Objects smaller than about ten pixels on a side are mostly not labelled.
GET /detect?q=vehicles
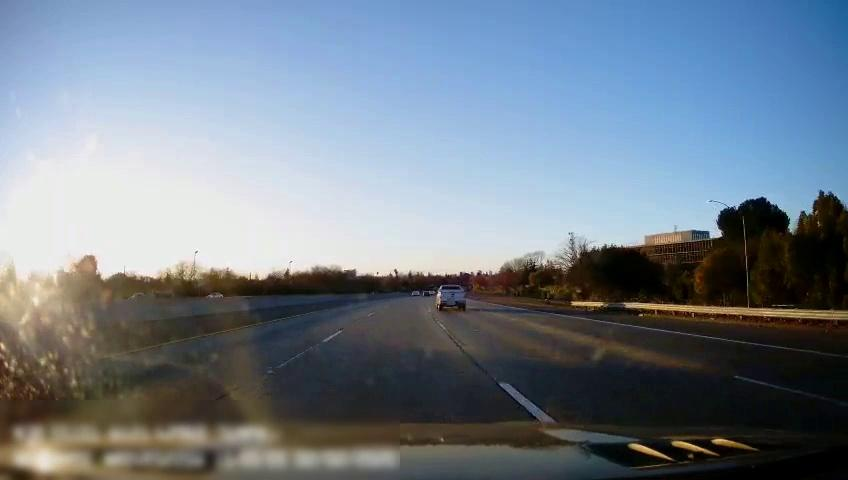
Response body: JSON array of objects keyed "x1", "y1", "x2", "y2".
[
  {"x1": 410, "y1": 290, "x2": 420, "y2": 298},
  {"x1": 205, "y1": 291, "x2": 224, "y2": 299},
  {"x1": 126, "y1": 292, "x2": 151, "y2": 300},
  {"x1": 423, "y1": 290, "x2": 433, "y2": 298},
  {"x1": 434, "y1": 285, "x2": 467, "y2": 313}
]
